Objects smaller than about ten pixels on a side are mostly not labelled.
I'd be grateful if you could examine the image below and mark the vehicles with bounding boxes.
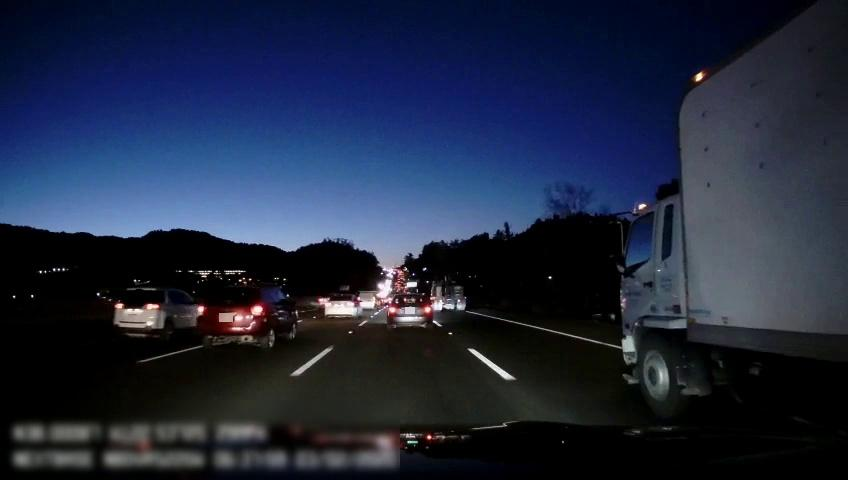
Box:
[383,294,433,334]
[196,285,298,352]
[324,294,363,320]
[353,291,378,310]
[111,287,199,345]
[609,0,848,434]
[432,280,467,315]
